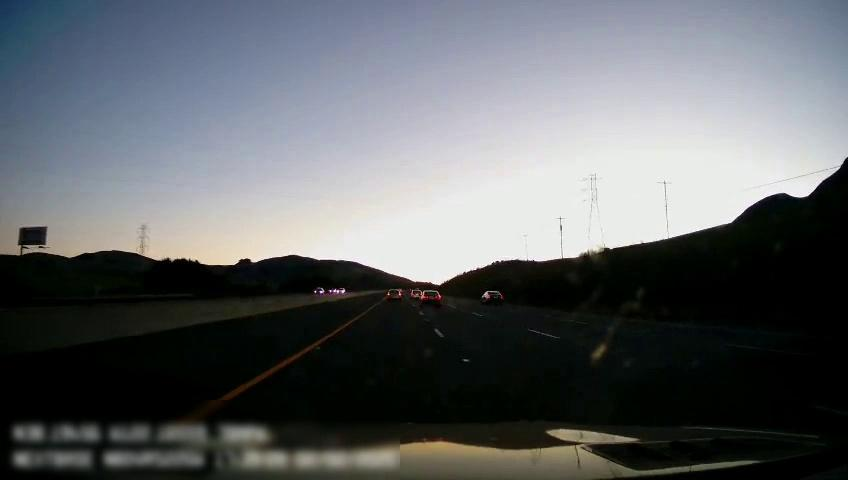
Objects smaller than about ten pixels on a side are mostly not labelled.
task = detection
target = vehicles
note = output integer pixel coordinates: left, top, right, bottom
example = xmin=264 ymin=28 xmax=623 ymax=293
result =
xmin=419 ymin=290 xmax=441 ymax=307
xmin=387 ymin=289 xmax=402 ymax=301
xmin=410 ymin=289 xmax=423 ymax=300
xmin=313 ymin=287 xmax=325 ymax=295
xmin=481 ymin=290 xmax=503 ymax=305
